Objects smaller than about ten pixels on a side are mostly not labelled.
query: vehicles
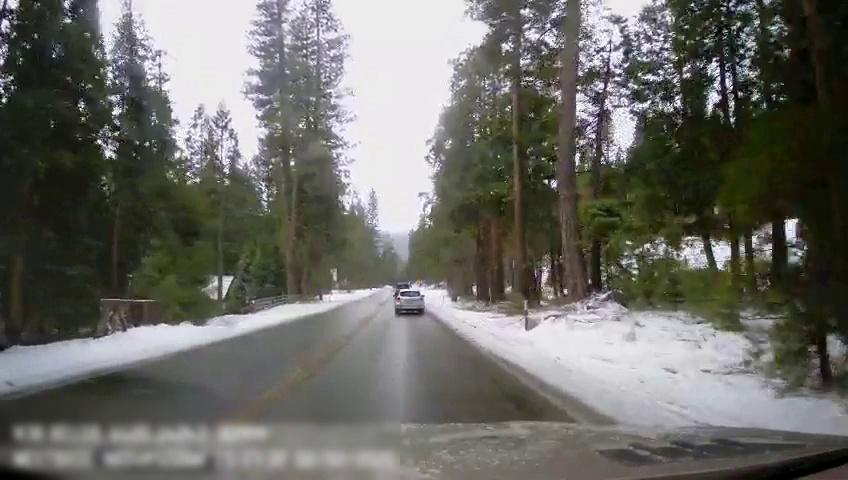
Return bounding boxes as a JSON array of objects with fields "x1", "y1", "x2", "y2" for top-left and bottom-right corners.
[
  {"x1": 392, "y1": 288, "x2": 426, "y2": 315},
  {"x1": 393, "y1": 281, "x2": 411, "y2": 291}
]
